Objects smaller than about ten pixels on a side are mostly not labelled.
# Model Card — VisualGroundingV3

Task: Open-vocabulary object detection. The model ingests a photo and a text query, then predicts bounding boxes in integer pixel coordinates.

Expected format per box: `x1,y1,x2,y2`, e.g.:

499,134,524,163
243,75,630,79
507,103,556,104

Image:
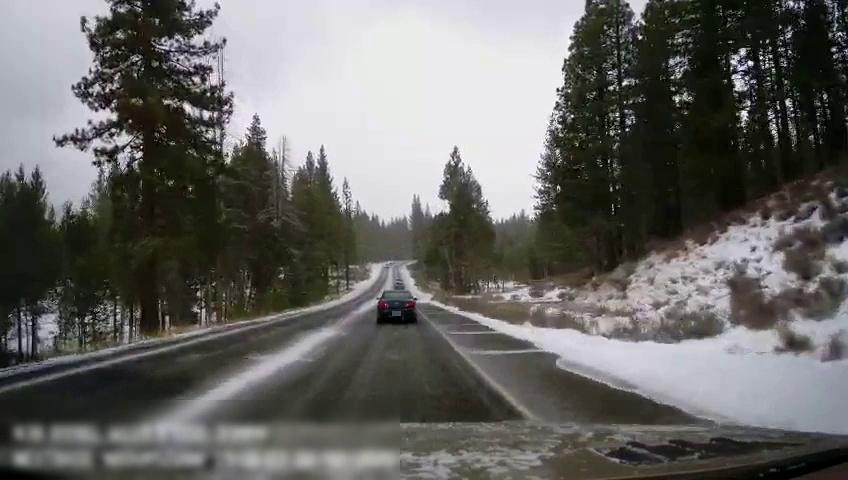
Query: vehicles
392,278,406,291
375,288,420,322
